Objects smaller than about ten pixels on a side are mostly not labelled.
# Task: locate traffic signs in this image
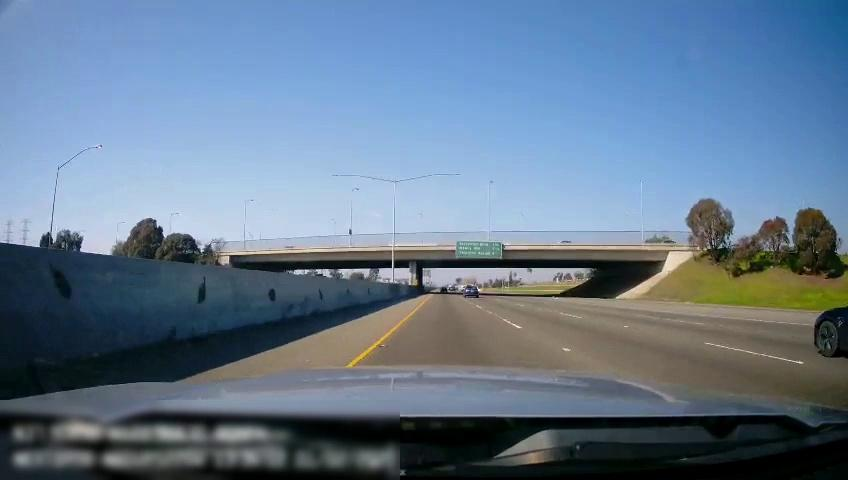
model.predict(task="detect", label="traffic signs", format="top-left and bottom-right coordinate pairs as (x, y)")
top-left (455, 241), bottom-right (503, 259)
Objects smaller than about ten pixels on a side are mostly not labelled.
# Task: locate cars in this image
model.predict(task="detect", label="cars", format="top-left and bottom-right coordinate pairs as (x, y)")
top-left (464, 286), bottom-right (479, 298)
top-left (813, 304), bottom-right (848, 358)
